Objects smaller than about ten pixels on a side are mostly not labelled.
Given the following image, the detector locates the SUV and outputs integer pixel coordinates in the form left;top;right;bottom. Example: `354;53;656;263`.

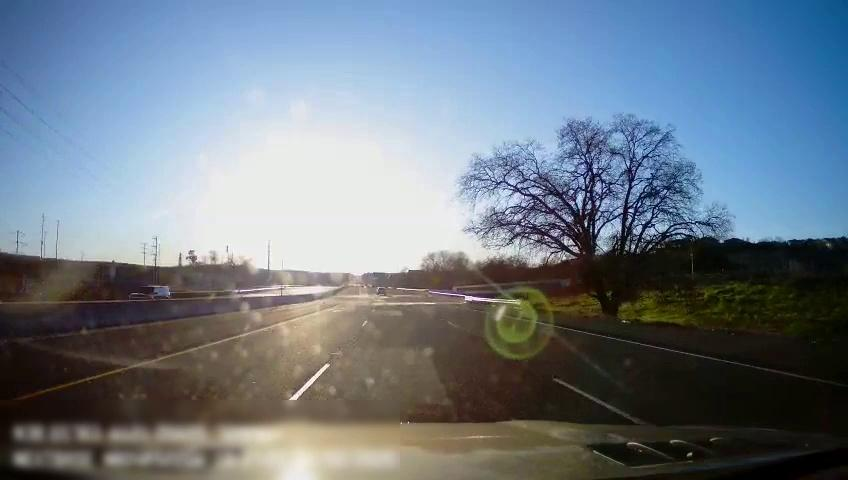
128;285;171;300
